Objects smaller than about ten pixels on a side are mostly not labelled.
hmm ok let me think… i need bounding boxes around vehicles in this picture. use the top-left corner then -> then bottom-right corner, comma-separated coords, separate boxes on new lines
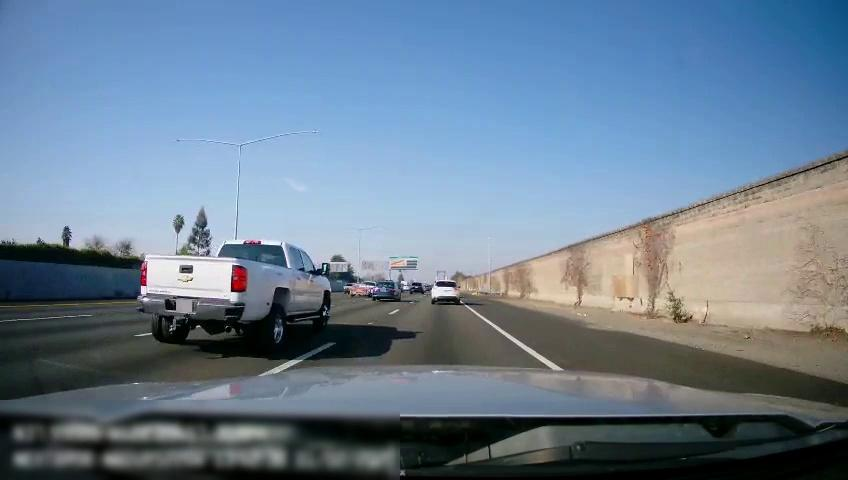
350,281 -> 376,297
371,280 -> 402,301
409,282 -> 425,294
431,280 -> 462,304
344,283 -> 353,294
135,239 -> 333,353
